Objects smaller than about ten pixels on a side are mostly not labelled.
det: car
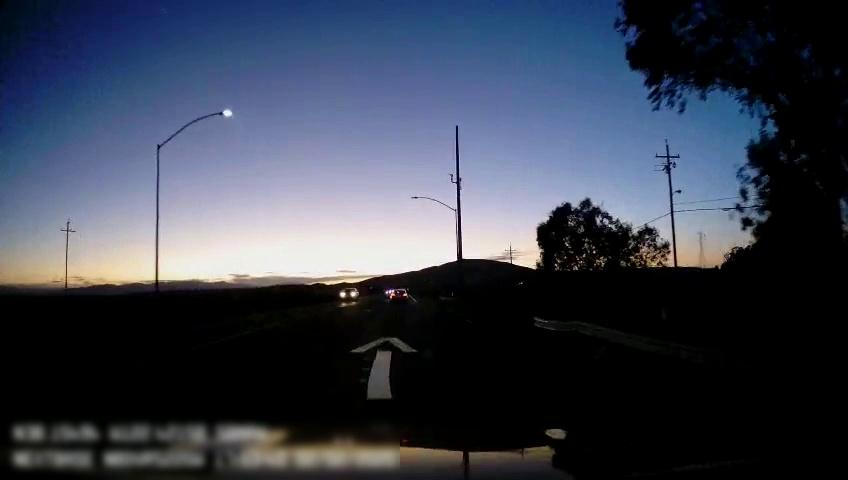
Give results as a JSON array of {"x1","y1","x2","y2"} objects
[{"x1": 389, "y1": 288, "x2": 409, "y2": 303}]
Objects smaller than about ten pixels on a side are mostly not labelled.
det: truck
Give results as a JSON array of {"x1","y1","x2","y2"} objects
[{"x1": 338, "y1": 287, "x2": 360, "y2": 301}]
